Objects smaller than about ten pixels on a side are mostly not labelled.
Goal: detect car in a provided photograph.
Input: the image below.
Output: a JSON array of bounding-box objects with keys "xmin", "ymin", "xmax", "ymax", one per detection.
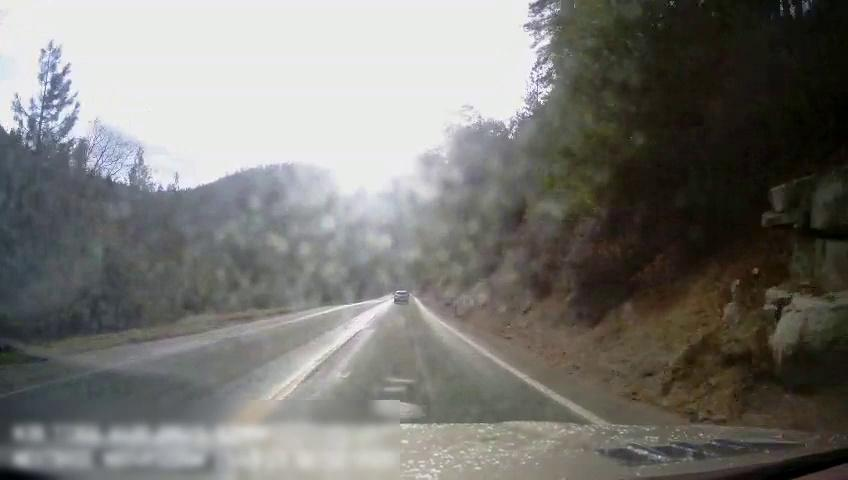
[{"xmin": 393, "ymin": 289, "xmax": 409, "ymax": 303}]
